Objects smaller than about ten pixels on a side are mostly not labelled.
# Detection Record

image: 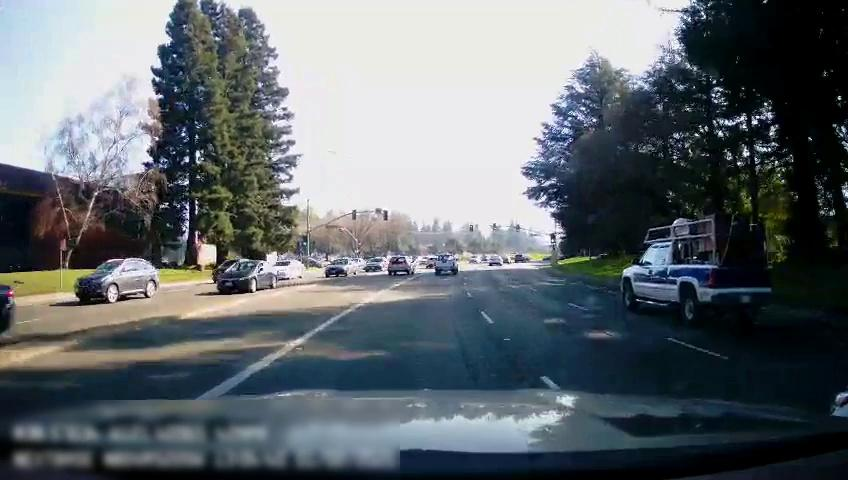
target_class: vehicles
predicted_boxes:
[272,259,306,280]
[426,257,434,269]
[829,390,848,419]
[0,281,19,340]
[488,254,504,267]
[324,257,362,277]
[514,253,525,263]
[502,255,512,265]
[434,252,460,275]
[387,255,416,276]
[214,258,240,283]
[363,256,390,273]
[217,260,279,296]
[75,256,160,304]
[619,210,777,327]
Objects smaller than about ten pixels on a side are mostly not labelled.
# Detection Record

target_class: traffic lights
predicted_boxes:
[300,236,308,249]
[383,209,390,221]
[550,231,558,244]
[351,208,358,222]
